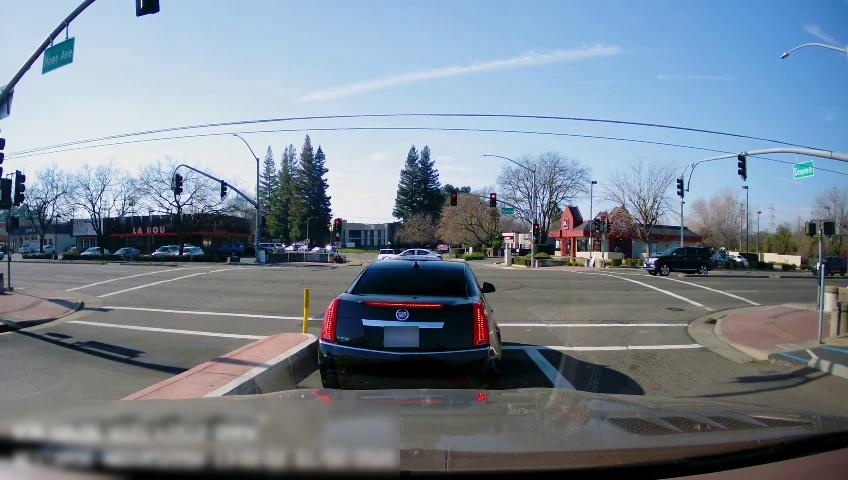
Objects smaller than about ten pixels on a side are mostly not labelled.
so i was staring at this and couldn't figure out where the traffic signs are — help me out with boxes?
[793,160,816,179]
[41,36,75,75]
[500,207,513,215]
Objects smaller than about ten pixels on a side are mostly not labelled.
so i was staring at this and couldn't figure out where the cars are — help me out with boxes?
[81,247,109,258]
[152,245,182,258]
[384,249,442,261]
[319,260,505,390]
[175,246,202,258]
[113,248,137,258]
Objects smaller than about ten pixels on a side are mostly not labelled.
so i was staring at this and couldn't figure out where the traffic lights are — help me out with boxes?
[594,221,601,234]
[4,217,19,232]
[533,223,540,236]
[0,178,12,210]
[821,221,837,235]
[449,191,457,207]
[13,170,26,206]
[805,222,820,236]
[333,219,342,233]
[133,0,160,16]
[489,192,496,207]
[172,173,183,195]
[605,221,612,234]
[0,137,6,177]
[676,179,685,198]
[220,180,228,199]
[736,154,747,179]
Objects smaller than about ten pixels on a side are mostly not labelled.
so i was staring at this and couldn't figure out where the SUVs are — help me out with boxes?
[811,255,848,276]
[644,246,714,277]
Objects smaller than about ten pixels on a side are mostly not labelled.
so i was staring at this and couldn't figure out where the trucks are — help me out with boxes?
[377,249,399,261]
